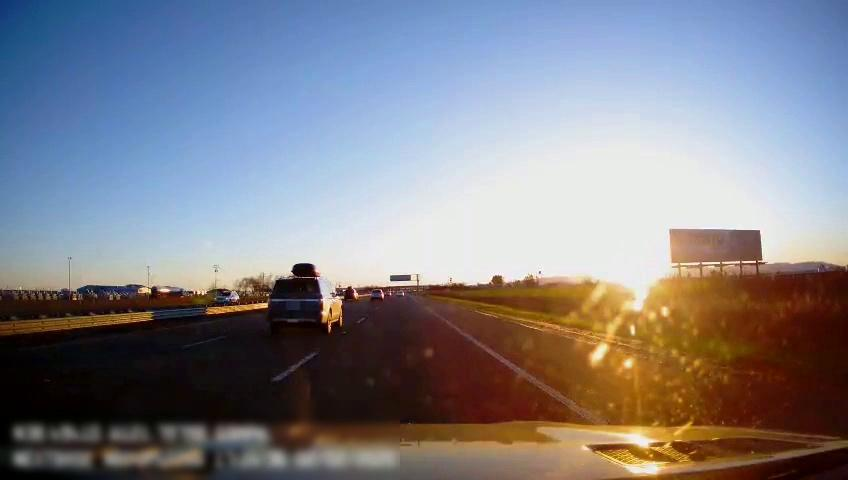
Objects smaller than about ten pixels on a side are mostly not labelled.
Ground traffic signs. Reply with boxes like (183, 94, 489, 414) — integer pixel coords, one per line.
(390, 275, 411, 281)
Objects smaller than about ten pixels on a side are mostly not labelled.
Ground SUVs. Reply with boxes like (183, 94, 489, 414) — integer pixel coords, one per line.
(267, 262, 343, 336)
(214, 291, 240, 306)
(370, 289, 384, 301)
(343, 285, 359, 301)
